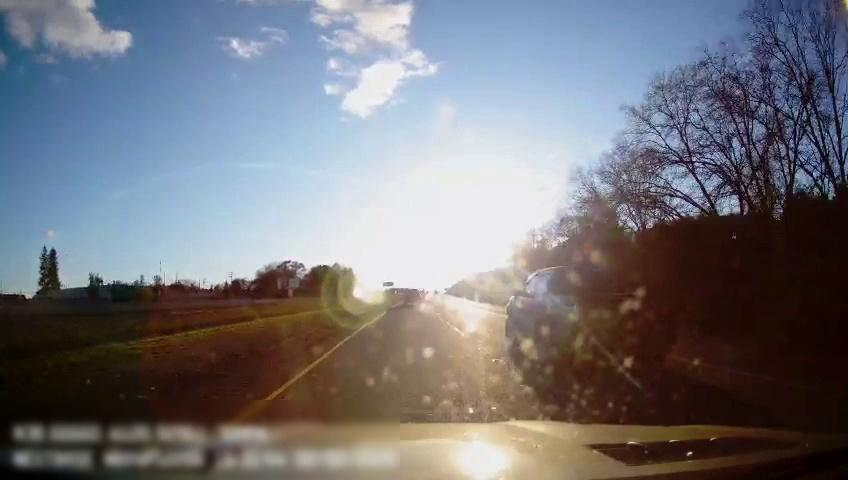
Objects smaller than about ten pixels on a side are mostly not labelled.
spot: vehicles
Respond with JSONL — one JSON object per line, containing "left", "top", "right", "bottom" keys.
{"left": 402, "top": 289, "right": 422, "bottom": 307}
{"left": 505, "top": 266, "right": 676, "bottom": 375}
